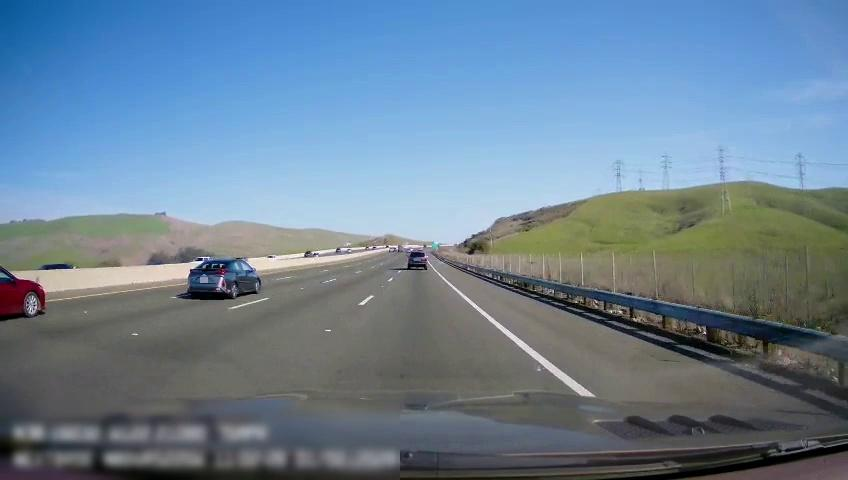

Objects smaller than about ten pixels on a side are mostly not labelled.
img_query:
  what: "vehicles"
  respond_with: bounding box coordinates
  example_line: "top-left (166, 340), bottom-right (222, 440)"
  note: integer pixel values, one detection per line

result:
top-left (36, 262), bottom-right (75, 271)
top-left (189, 256), bottom-right (213, 263)
top-left (0, 263), bottom-right (46, 318)
top-left (406, 250), bottom-right (428, 270)
top-left (187, 257), bottom-right (262, 300)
